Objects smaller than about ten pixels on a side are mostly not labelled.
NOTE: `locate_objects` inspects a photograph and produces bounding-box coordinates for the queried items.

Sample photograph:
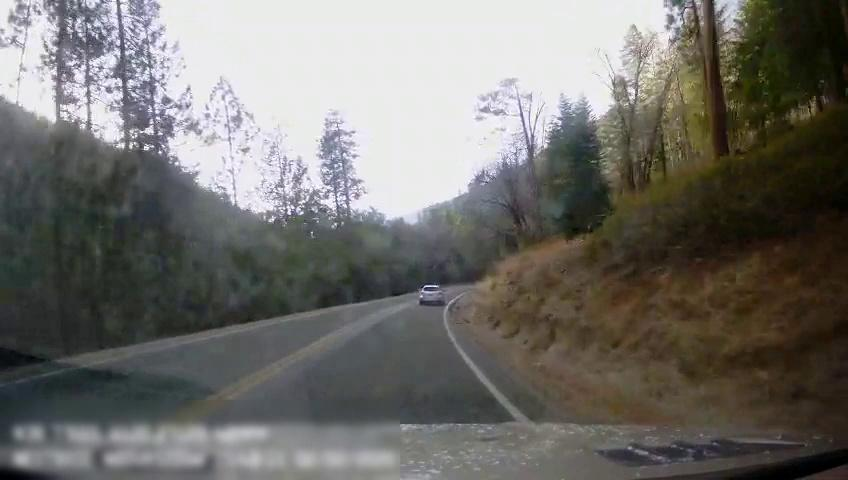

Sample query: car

[418,284,445,306]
